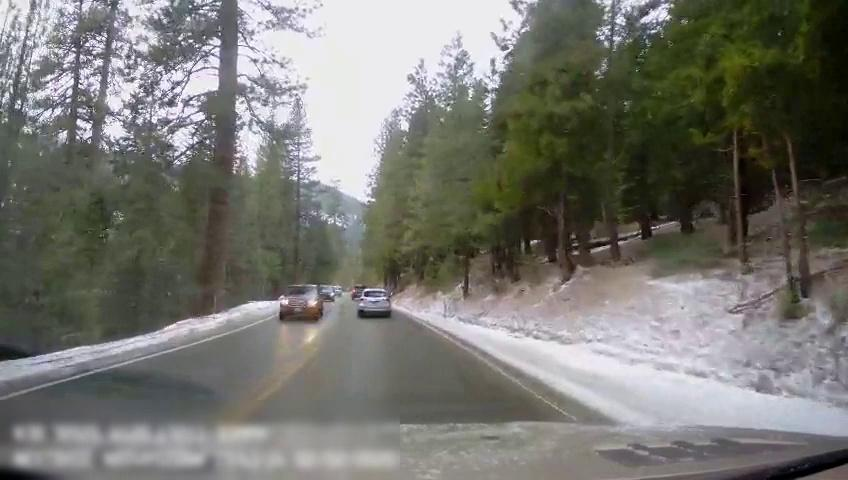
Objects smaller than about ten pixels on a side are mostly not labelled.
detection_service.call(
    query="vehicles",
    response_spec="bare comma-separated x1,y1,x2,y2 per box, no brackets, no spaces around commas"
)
332,285,344,297
278,285,324,322
358,288,392,318
318,286,335,302
351,284,368,300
